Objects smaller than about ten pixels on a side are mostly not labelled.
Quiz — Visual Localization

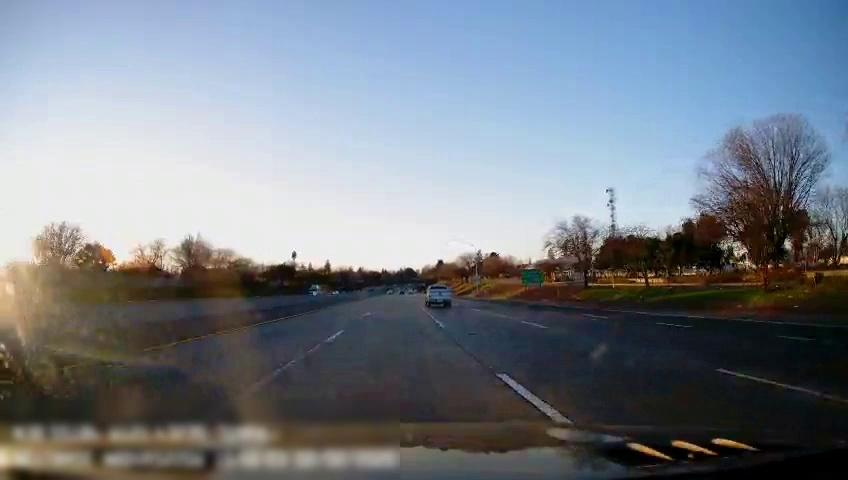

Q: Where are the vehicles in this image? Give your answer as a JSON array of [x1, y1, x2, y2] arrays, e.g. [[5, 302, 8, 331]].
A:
[[308, 284, 322, 296], [423, 283, 452, 308]]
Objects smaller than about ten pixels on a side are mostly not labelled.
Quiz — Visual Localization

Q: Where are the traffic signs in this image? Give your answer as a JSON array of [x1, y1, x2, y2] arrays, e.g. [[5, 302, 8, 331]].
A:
[[521, 270, 545, 286]]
